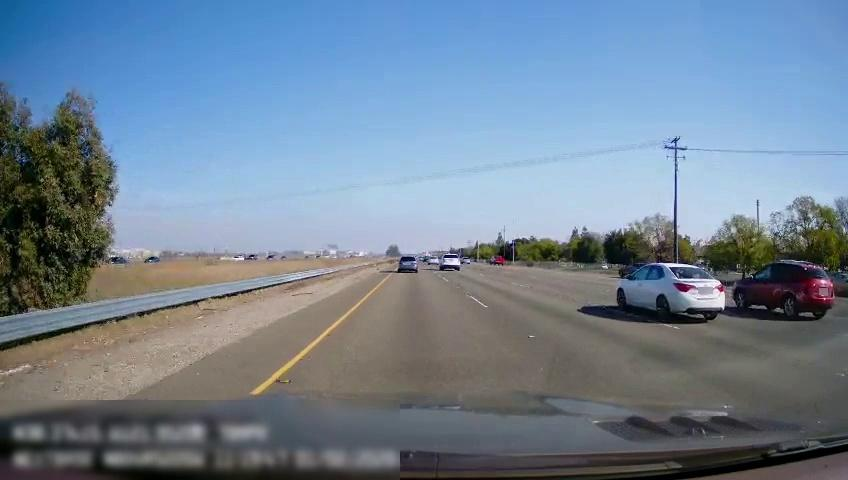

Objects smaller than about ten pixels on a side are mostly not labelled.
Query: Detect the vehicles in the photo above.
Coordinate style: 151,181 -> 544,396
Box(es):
459,256 -> 471,265
426,255 -> 439,265
398,256 -> 419,274
617,262 -> 647,280
439,253 -> 461,271
106,255 -> 131,265
143,255 -> 161,265
231,255 -> 245,262
488,255 -> 505,266
615,262 -> 727,321
731,259 -> 836,322
244,254 -> 258,261
264,255 -> 277,262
